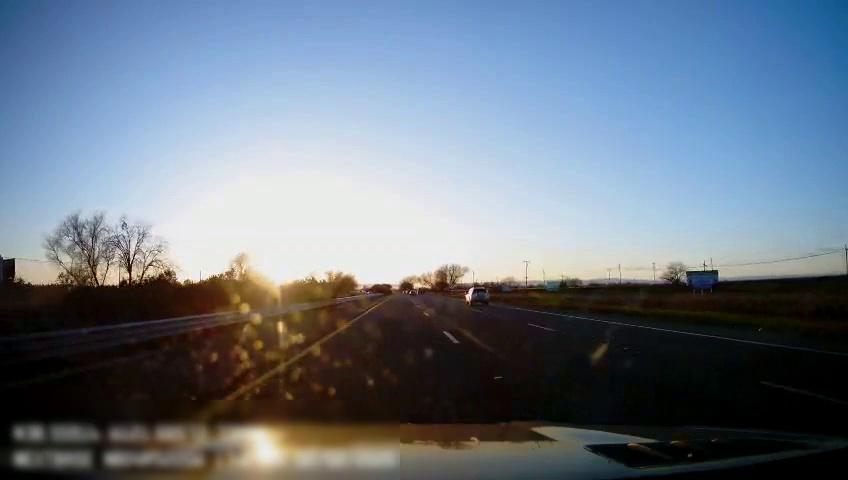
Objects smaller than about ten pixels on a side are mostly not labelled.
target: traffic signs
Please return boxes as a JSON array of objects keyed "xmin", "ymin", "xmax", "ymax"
[
  {"xmin": 0, "ymin": 260, "xmax": 5, "ymax": 275},
  {"xmin": 687, "ymin": 271, "xmax": 717, "ymax": 290}
]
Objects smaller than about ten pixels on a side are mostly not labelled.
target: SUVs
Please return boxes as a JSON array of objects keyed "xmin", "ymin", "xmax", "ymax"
[{"xmin": 466, "ymin": 287, "xmax": 490, "ymax": 306}]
